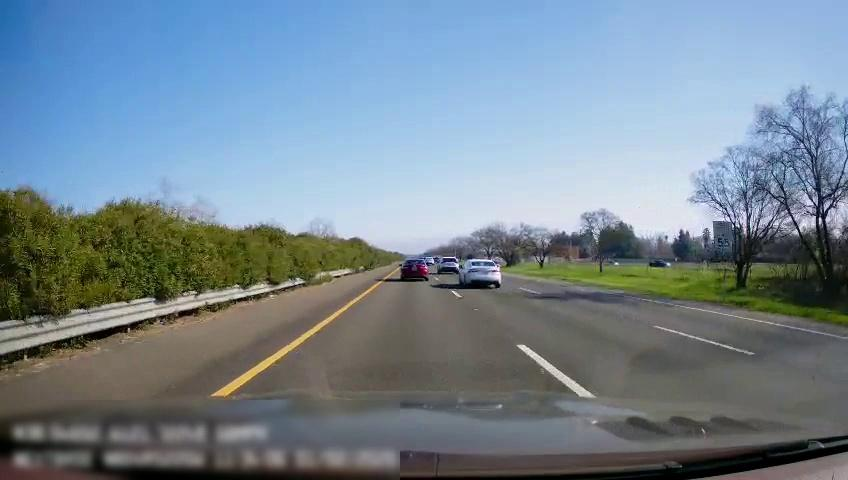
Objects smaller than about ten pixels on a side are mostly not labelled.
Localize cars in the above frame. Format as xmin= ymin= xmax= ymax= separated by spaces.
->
xmin=396 ymin=259 xmax=429 ymax=282
xmin=437 ymin=257 xmax=459 ymax=274
xmin=457 ymin=258 xmax=502 ymax=287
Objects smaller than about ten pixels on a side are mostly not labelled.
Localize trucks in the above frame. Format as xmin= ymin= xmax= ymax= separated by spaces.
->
xmin=646 ymin=258 xmax=673 ymax=270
